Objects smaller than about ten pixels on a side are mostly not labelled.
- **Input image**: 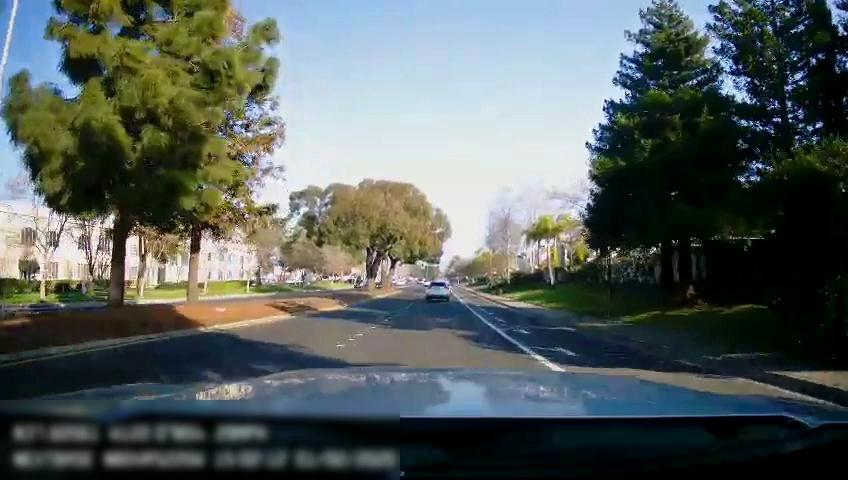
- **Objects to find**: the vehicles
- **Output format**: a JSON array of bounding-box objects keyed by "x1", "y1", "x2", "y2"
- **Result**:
[
  {"x1": 353, "y1": 278, "x2": 367, "y2": 289},
  {"x1": 423, "y1": 280, "x2": 450, "y2": 303}
]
